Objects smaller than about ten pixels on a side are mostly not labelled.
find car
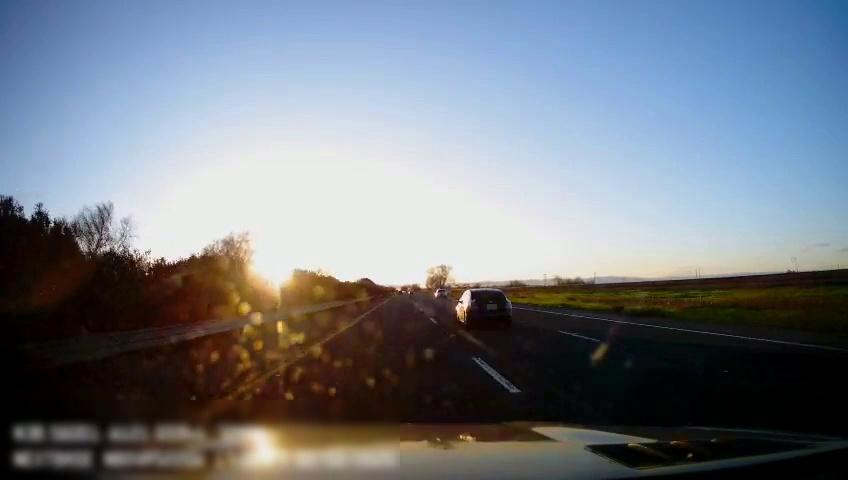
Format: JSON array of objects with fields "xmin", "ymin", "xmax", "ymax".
[{"xmin": 455, "ymin": 289, "xmax": 513, "ymax": 331}]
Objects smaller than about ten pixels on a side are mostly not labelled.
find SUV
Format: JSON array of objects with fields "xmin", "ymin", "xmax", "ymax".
[{"xmin": 434, "ymin": 289, "xmax": 446, "ymax": 299}]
